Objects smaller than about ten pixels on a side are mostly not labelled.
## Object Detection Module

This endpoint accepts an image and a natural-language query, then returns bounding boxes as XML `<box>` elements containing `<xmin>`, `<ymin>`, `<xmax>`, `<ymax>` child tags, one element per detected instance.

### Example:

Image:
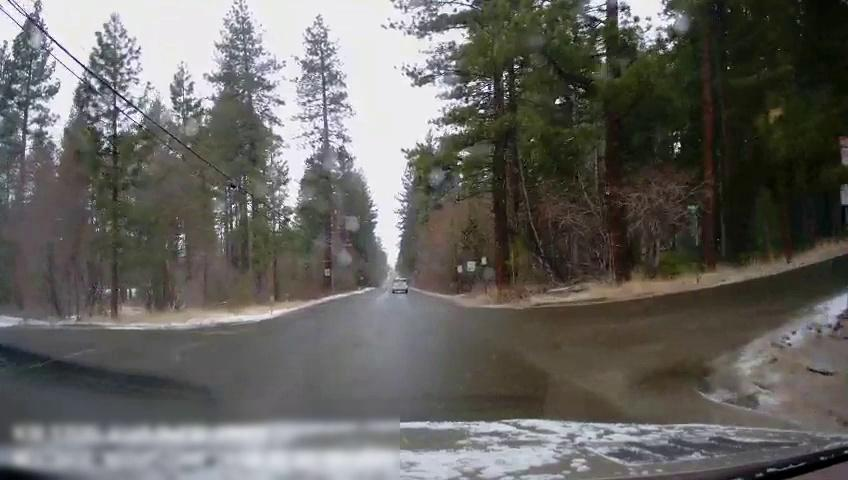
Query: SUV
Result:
<box><xmin>390</xmin><ymin>277</ymin><xmax>410</xmax><ymax>295</ymax></box>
